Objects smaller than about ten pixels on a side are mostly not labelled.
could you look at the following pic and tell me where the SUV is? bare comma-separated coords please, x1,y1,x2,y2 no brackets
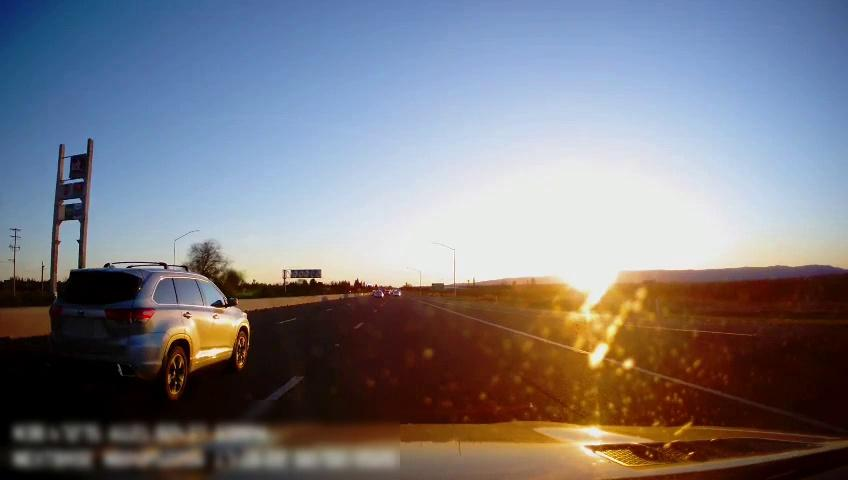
45,261,252,411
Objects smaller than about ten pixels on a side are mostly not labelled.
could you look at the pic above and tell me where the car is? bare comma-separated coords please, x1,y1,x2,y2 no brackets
373,289,385,299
